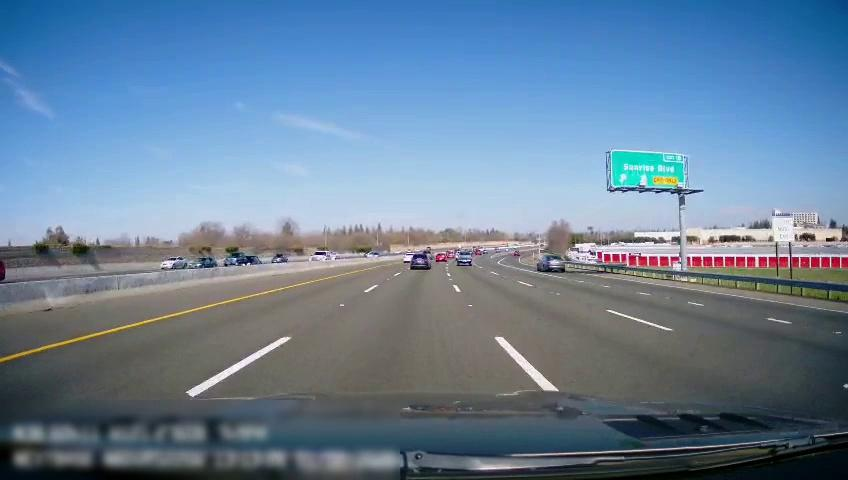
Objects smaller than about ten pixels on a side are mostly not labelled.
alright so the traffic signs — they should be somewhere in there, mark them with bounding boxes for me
[609,149,686,189]
[772,215,795,242]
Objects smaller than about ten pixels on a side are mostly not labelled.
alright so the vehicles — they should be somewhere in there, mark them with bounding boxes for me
[308,251,336,262]
[363,250,382,258]
[536,255,566,273]
[187,256,218,269]
[403,252,417,264]
[455,250,461,261]
[456,251,472,266]
[435,253,448,263]
[223,252,246,268]
[410,253,432,271]
[234,255,263,267]
[159,255,189,270]
[0,257,7,281]
[271,254,288,264]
